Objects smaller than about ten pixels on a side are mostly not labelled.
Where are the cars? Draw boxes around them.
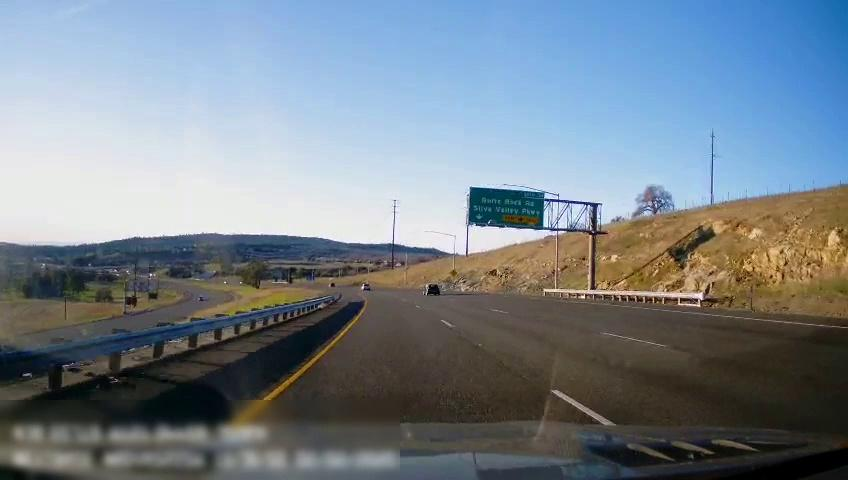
[424,283,440,296]
[360,283,370,292]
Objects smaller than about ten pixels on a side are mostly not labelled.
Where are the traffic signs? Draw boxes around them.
[468,186,545,229]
